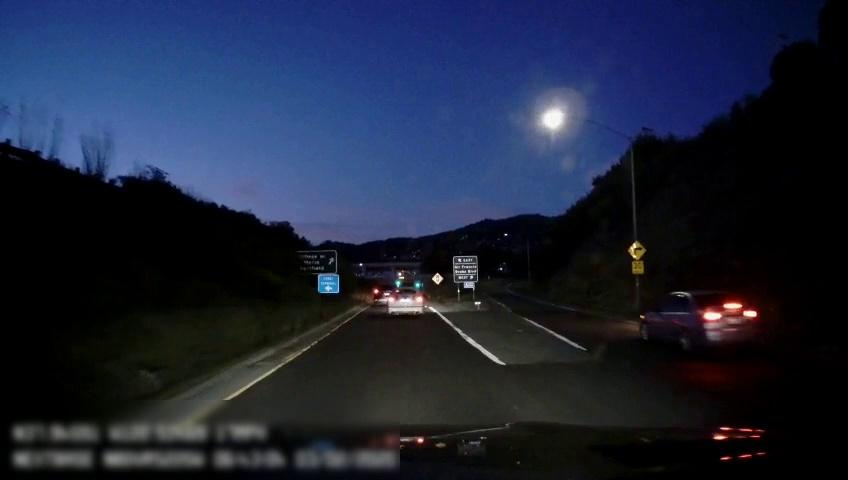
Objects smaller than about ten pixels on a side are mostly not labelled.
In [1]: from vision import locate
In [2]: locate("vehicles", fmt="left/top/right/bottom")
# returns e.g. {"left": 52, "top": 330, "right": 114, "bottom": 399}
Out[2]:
{"left": 372, "top": 284, "right": 396, "bottom": 306}
{"left": 638, "top": 289, "right": 765, "bottom": 359}
{"left": 387, "top": 286, "right": 424, "bottom": 318}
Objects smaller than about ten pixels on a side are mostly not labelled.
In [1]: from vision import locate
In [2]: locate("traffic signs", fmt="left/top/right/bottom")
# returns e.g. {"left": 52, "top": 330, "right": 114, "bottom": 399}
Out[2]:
{"left": 452, "top": 254, "right": 478, "bottom": 283}
{"left": 317, "top": 273, "right": 339, "bottom": 293}
{"left": 432, "top": 273, "right": 444, "bottom": 285}
{"left": 297, "top": 250, "right": 338, "bottom": 273}
{"left": 634, "top": 238, "right": 654, "bottom": 257}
